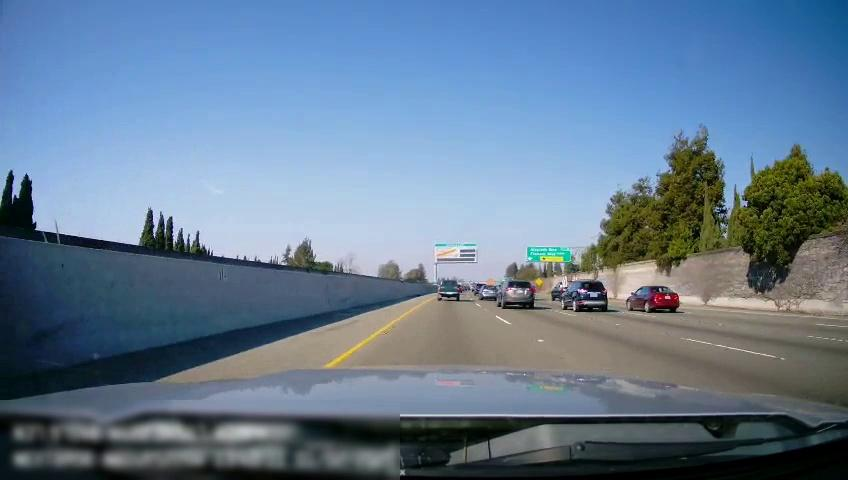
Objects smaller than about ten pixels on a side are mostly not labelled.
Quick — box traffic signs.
[526,246,572,263]
[431,242,479,262]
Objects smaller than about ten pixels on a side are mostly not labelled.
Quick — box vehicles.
[479,284,499,301]
[561,278,608,313]
[550,277,577,302]
[437,279,462,302]
[473,283,487,296]
[626,286,680,313]
[496,280,536,310]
